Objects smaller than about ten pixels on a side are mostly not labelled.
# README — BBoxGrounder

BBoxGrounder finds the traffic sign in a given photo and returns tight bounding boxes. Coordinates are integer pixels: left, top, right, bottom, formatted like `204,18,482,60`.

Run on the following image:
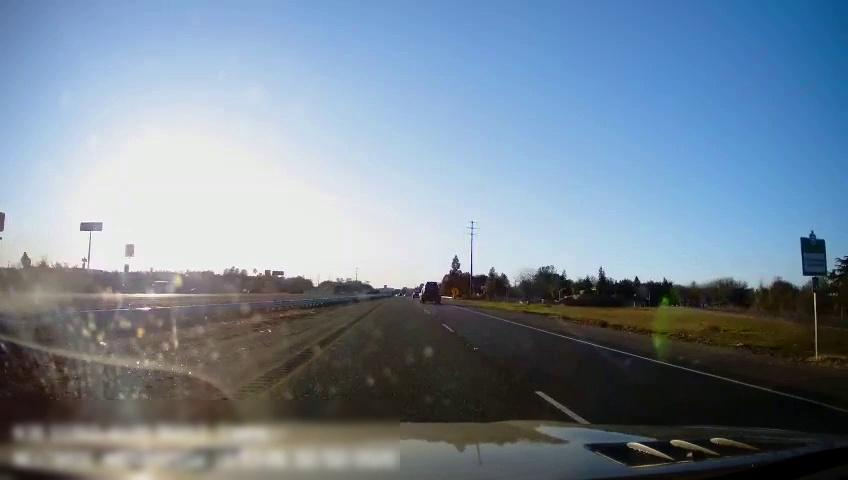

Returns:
800,230,828,277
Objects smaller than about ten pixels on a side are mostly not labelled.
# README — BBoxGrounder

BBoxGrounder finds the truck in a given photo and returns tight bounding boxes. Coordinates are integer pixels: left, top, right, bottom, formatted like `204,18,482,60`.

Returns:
419,281,441,304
